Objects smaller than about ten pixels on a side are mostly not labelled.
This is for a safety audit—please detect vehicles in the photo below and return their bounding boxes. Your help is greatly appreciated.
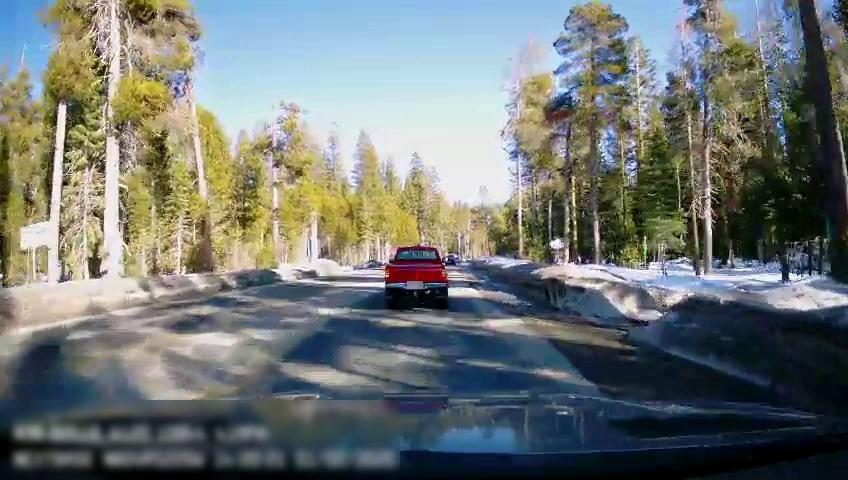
[445,253,457,265]
[382,244,450,304]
